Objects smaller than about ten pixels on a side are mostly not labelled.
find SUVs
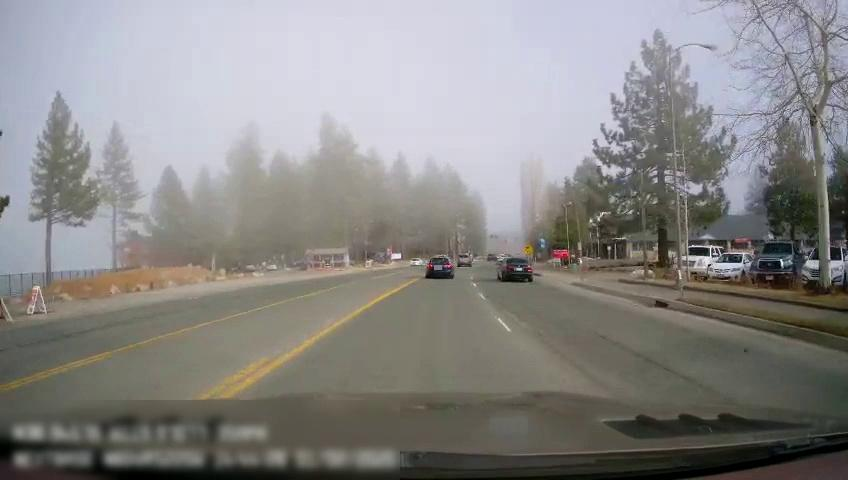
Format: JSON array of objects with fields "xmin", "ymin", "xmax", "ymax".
[
  {"xmin": 799, "ymin": 245, "xmax": 848, "ymax": 288},
  {"xmin": 674, "ymin": 244, "xmax": 726, "ymax": 280}
]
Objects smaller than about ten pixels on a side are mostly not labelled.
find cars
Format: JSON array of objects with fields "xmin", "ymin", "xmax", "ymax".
[
  {"xmin": 457, "ymin": 254, "xmax": 472, "ymax": 267},
  {"xmin": 705, "ymin": 251, "xmax": 753, "ymax": 283},
  {"xmin": 425, "ymin": 257, "xmax": 453, "ymax": 280},
  {"xmin": 497, "ymin": 256, "xmax": 534, "ymax": 282},
  {"xmin": 409, "ymin": 257, "xmax": 423, "ymax": 268}
]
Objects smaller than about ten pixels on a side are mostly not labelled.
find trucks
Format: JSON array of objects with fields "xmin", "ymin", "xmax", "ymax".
[{"xmin": 748, "ymin": 240, "xmax": 805, "ymax": 287}]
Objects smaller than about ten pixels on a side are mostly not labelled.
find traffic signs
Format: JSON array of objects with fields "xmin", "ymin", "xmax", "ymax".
[{"xmin": 522, "ymin": 242, "xmax": 535, "ymax": 256}]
